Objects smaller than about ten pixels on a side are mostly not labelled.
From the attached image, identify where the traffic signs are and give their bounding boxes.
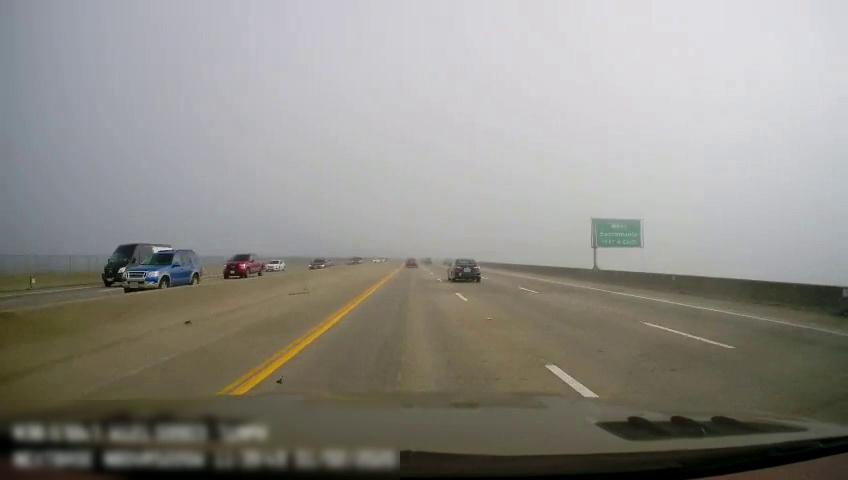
[591,216,646,248]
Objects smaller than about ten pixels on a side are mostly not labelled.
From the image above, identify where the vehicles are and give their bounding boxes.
[222,253,266,279]
[405,257,418,268]
[447,258,482,283]
[307,258,334,270]
[350,256,365,265]
[121,248,204,294]
[100,241,174,289]
[264,259,287,273]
